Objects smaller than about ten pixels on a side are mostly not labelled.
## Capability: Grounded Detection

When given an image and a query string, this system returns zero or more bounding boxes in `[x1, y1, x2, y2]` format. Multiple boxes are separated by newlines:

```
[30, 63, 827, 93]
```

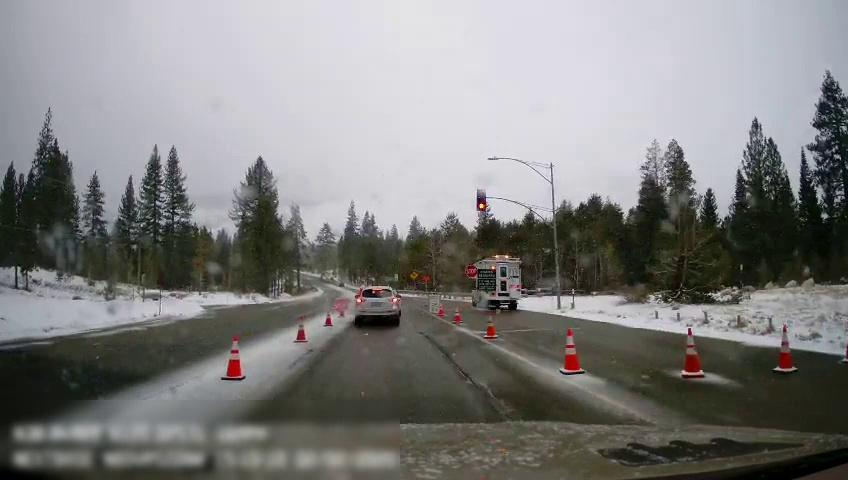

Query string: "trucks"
[465, 254, 523, 311]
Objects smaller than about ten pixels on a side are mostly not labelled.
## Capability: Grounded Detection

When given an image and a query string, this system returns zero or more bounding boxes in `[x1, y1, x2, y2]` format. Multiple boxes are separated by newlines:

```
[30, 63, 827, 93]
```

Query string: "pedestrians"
[356, 287, 363, 297]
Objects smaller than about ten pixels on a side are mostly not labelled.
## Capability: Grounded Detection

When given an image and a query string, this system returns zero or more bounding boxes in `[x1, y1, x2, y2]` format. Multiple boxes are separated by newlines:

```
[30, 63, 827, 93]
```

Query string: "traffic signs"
[334, 299, 346, 313]
[429, 298, 440, 312]
[508, 267, 521, 278]
[465, 264, 479, 279]
[409, 270, 419, 281]
[476, 268, 497, 279]
[477, 278, 497, 291]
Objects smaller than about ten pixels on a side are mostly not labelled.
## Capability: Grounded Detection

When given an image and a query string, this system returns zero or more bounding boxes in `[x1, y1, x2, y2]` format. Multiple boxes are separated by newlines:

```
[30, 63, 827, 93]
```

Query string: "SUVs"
[354, 285, 402, 327]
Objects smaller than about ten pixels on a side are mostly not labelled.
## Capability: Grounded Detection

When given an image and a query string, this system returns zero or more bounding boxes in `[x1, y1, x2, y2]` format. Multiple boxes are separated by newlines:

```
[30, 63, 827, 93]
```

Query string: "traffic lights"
[476, 187, 487, 212]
